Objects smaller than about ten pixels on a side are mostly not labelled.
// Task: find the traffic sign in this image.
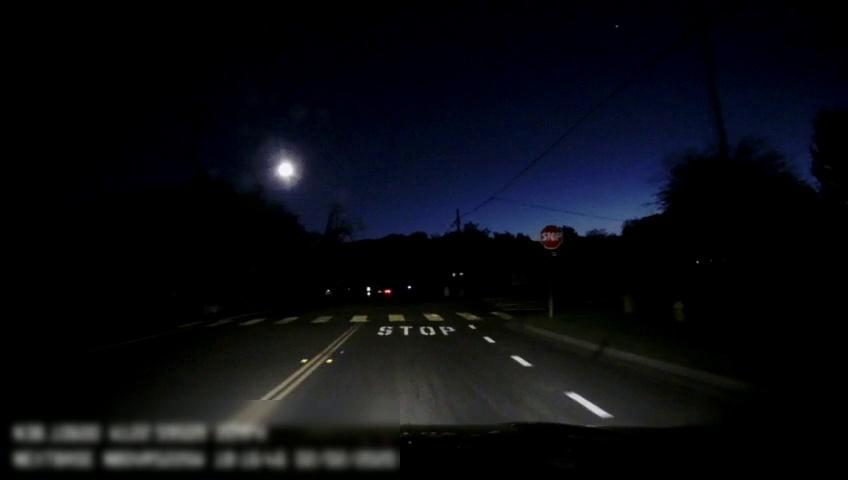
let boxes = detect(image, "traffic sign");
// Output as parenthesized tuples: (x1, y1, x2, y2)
(539, 224, 564, 250)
